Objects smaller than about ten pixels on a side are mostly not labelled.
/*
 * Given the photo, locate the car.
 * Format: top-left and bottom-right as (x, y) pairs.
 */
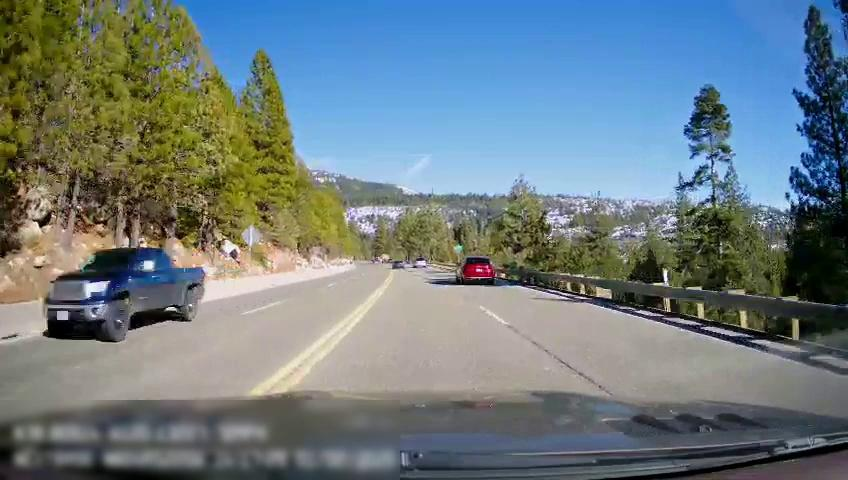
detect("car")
(391, 260), (405, 269)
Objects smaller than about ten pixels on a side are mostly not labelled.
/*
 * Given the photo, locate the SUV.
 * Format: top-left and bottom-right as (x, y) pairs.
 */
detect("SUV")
(455, 255), (497, 285)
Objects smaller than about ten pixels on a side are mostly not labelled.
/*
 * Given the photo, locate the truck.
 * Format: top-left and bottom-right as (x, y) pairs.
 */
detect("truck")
(42, 246), (207, 344)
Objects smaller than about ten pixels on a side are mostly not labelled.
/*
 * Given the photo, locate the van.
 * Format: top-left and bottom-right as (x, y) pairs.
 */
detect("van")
(412, 256), (427, 269)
